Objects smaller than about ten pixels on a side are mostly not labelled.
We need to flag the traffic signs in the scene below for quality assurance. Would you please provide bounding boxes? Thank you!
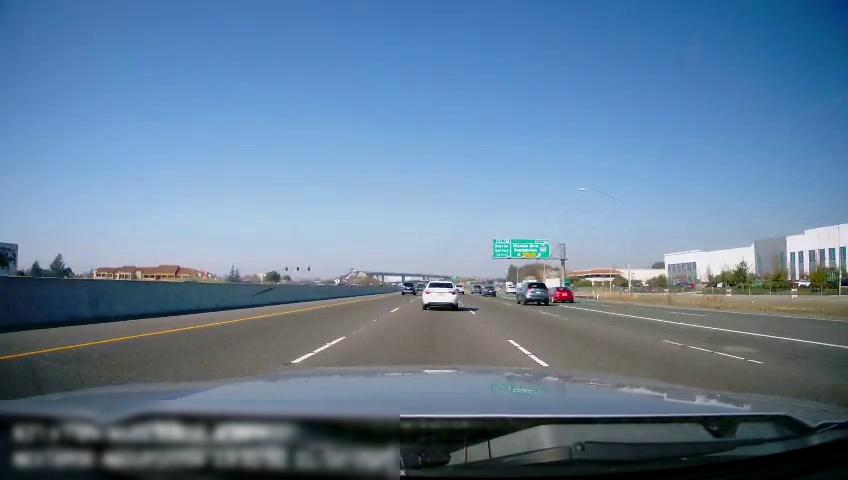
[492,238,552,261]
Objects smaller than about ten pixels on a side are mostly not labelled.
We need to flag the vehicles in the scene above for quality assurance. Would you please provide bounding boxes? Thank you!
[0,241,19,276]
[505,286,516,295]
[483,286,497,297]
[401,281,418,296]
[452,283,465,295]
[515,281,549,306]
[521,279,538,290]
[471,285,482,295]
[546,287,575,303]
[421,280,459,312]
[544,277,574,292]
